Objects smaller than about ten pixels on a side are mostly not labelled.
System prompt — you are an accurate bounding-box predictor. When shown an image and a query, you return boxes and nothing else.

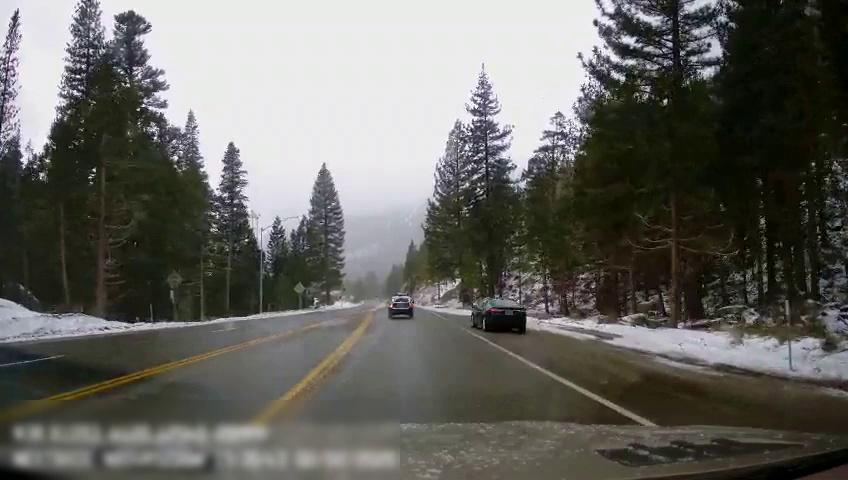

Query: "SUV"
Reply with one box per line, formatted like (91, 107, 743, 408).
(387, 292, 415, 319)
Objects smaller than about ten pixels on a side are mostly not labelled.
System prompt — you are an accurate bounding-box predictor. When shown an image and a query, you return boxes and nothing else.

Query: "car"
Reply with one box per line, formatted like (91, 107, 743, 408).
(470, 297, 528, 333)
